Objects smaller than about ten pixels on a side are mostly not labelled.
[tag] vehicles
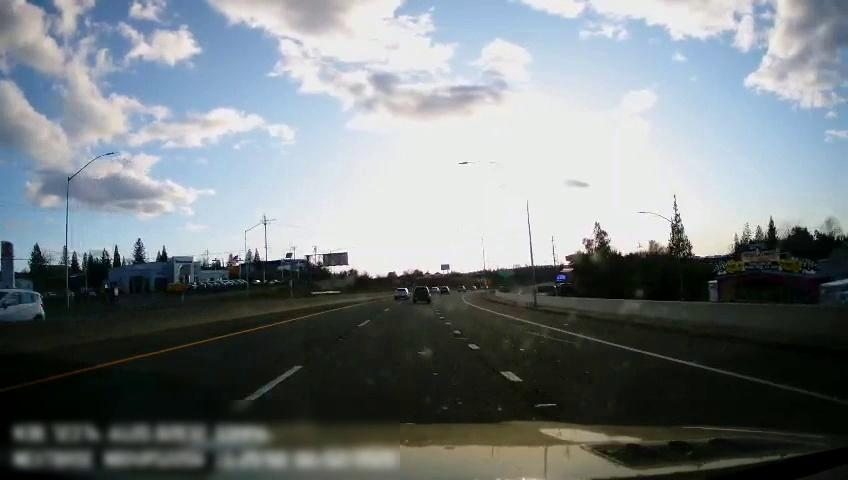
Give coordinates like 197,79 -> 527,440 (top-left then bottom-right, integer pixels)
0,288 -> 46,322
413,286 -> 431,302
393,287 -> 410,300
440,285 -> 451,295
